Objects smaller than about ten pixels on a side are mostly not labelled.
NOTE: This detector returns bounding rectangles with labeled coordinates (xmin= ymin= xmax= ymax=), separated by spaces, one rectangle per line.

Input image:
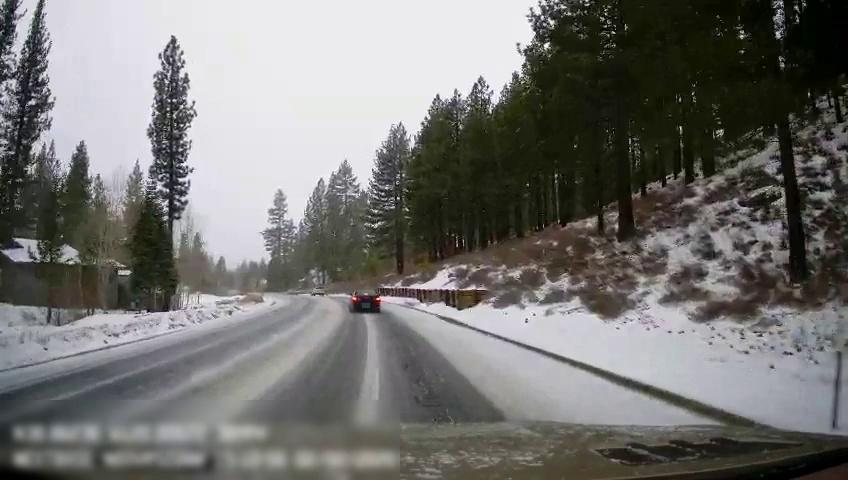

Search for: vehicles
xmin=349 ymin=289 xmax=380 ymax=313
xmin=311 ymin=286 xmax=324 ymax=296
